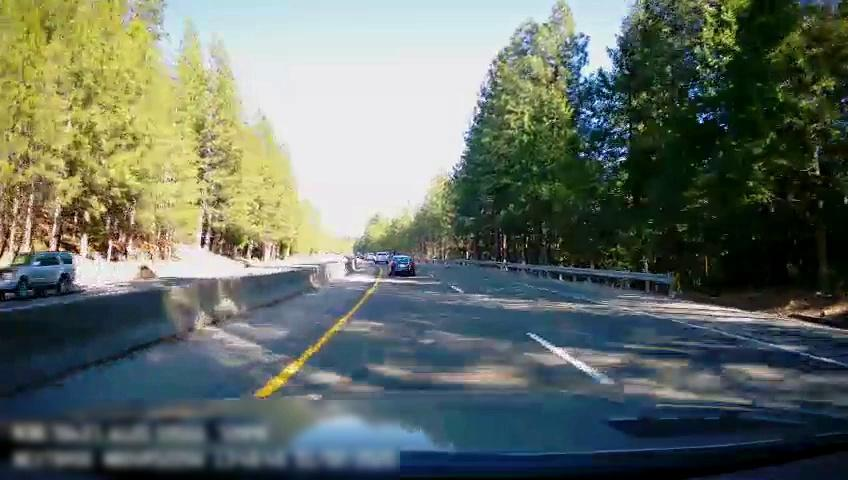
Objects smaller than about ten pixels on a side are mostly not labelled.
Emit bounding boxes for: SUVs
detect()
[0,251,78,301]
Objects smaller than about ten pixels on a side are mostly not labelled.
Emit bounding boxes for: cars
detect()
[390,255,415,277]
[375,254,389,265]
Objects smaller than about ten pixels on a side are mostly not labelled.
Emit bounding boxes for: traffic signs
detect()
[672,273,681,293]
